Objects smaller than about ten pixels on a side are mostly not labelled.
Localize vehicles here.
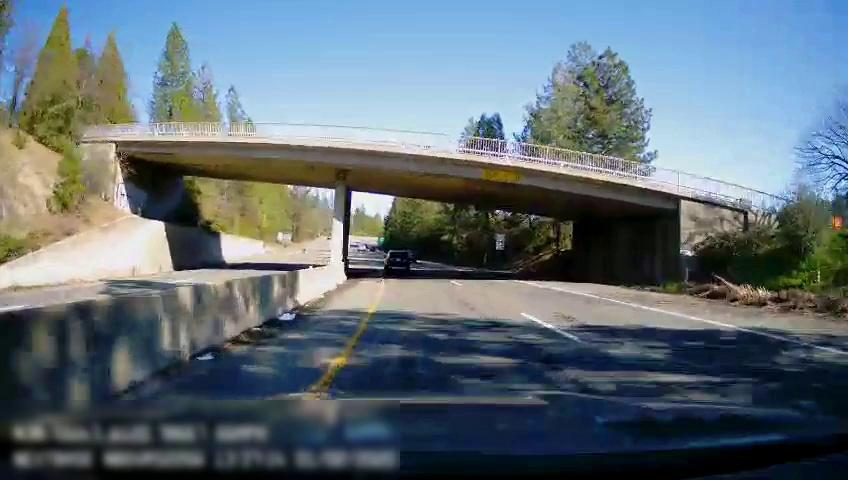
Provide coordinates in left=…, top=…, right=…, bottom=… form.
left=356, top=241, right=367, bottom=250
left=384, top=251, right=410, bottom=272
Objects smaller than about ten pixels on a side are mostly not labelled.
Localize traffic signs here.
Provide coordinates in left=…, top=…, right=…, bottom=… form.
left=495, top=233, right=505, bottom=250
